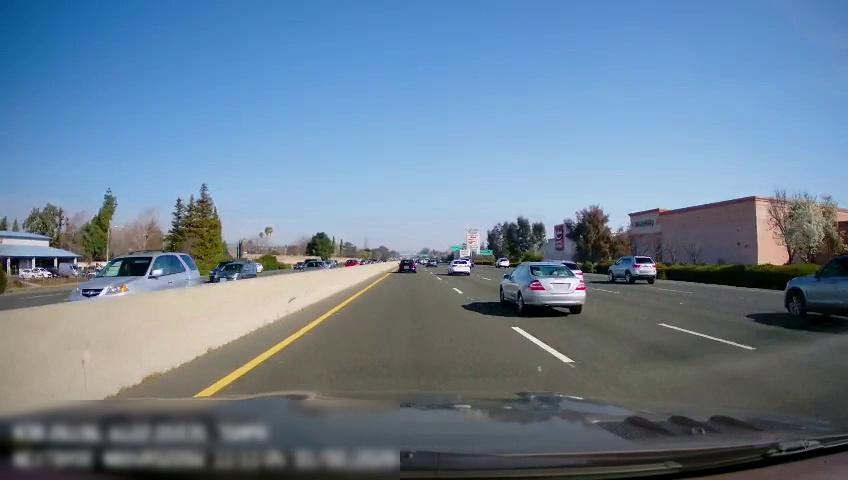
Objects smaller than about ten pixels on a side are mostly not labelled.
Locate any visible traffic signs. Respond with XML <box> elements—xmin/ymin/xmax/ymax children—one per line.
<box><xmin>480</xmin><ymin>249</ymin><xmax>493</xmax><ymax>256</ymax></box>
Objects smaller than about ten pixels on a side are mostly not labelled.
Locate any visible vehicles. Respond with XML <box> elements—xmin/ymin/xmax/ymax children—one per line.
<box><xmin>73</xmin><ymin>251</ymin><xmax>201</xmax><ymax>301</ymax></box>
<box><xmin>447</xmin><ymin>259</ymin><xmax>471</xmax><ymax>277</ymax></box>
<box><xmin>214</xmin><ymin>262</ymin><xmax>257</xmax><ymax>284</ymax></box>
<box><xmin>398</xmin><ymin>256</ymin><xmax>417</xmax><ymax>273</ymax></box>
<box><xmin>256</xmin><ymin>262</ymin><xmax>264</xmax><ymax>273</ymax></box>
<box><xmin>363</xmin><ymin>257</ymin><xmax>375</xmax><ymax>265</ymax></box>
<box><xmin>292</xmin><ymin>261</ymin><xmax>304</xmax><ymax>270</ymax></box>
<box><xmin>344</xmin><ymin>259</ymin><xmax>361</xmax><ymax>267</ymax></box>
<box><xmin>560</xmin><ymin>263</ymin><xmax>583</xmax><ymax>281</ymax></box>
<box><xmin>782</xmin><ymin>254</ymin><xmax>848</xmax><ymax>320</ymax></box>
<box><xmin>426</xmin><ymin>259</ymin><xmax>438</xmax><ymax>267</ymax></box>
<box><xmin>498</xmin><ymin>261</ymin><xmax>587</xmax><ymax>315</ymax></box>
<box><xmin>607</xmin><ymin>255</ymin><xmax>657</xmax><ymax>285</ymax></box>
<box><xmin>303</xmin><ymin>258</ymin><xmax>323</xmax><ymax>266</ymax></box>
<box><xmin>495</xmin><ymin>257</ymin><xmax>509</xmax><ymax>268</ymax></box>
<box><xmin>328</xmin><ymin>259</ymin><xmax>338</xmax><ymax>268</ymax></box>
<box><xmin>302</xmin><ymin>260</ymin><xmax>330</xmax><ymax>272</ymax></box>
<box><xmin>461</xmin><ymin>259</ymin><xmax>473</xmax><ymax>270</ymax></box>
